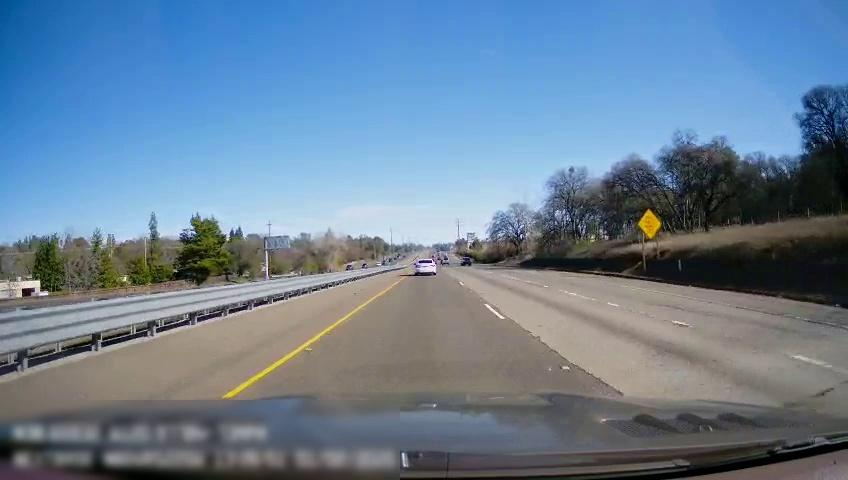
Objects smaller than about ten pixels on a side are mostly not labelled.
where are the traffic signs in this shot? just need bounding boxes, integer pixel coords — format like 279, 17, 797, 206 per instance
636, 208, 662, 240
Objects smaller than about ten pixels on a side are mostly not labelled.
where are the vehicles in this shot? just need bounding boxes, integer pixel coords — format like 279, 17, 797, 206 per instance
441, 257, 450, 266
461, 257, 473, 267
413, 259, 436, 277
